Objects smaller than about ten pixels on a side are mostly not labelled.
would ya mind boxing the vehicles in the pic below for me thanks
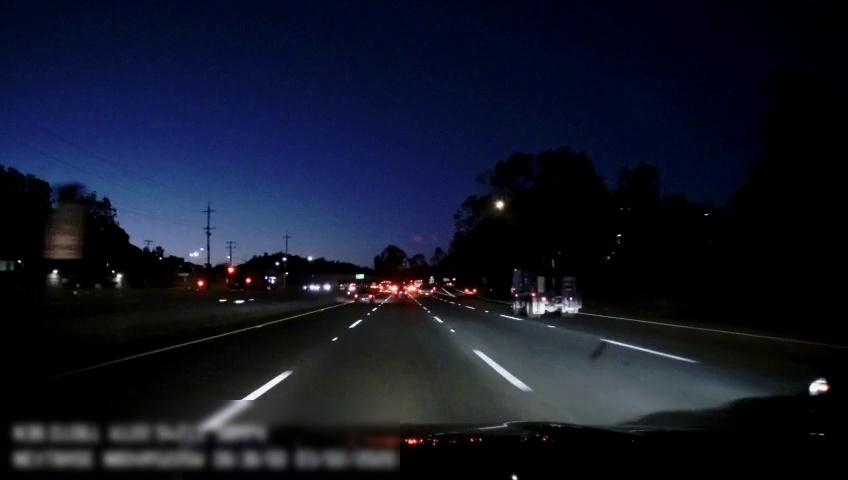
[417,284,435,298]
[806,350,848,437]
[393,288,408,300]
[353,289,375,305]
[463,284,479,298]
[511,268,581,319]
[217,289,256,307]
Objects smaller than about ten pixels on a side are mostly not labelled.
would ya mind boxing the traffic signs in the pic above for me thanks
[47,204,83,261]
